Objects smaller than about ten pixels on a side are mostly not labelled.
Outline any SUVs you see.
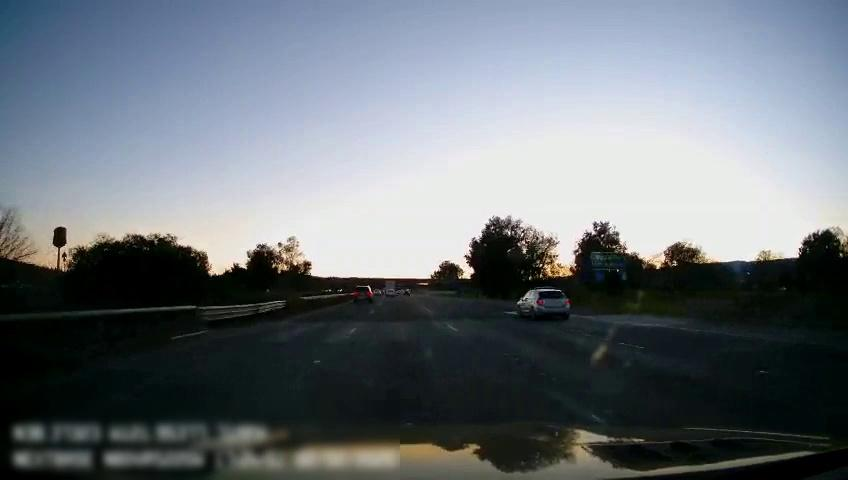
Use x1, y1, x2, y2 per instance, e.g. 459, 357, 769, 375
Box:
515, 289, 570, 323
353, 286, 373, 305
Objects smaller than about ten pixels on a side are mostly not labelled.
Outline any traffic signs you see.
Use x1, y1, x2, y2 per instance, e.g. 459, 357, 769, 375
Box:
591, 252, 626, 270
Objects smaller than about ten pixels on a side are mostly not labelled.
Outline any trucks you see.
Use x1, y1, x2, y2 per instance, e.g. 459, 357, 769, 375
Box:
384, 280, 395, 296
